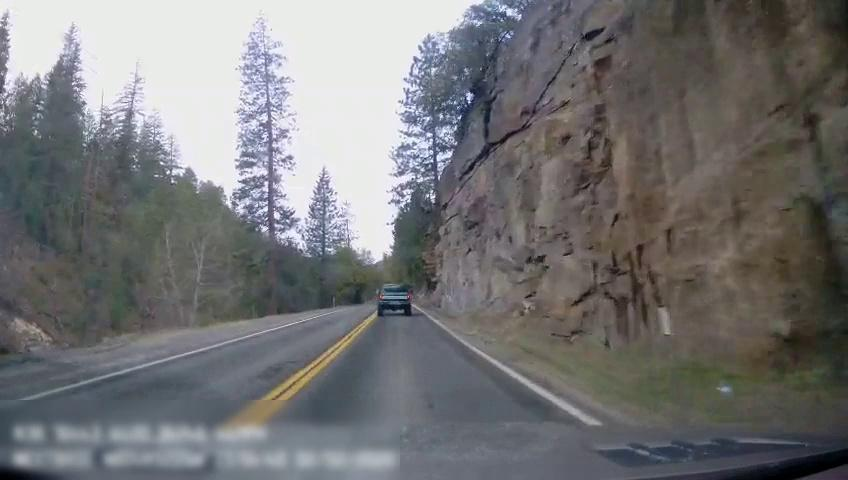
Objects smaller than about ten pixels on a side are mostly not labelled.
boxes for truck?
[377,282,412,317]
